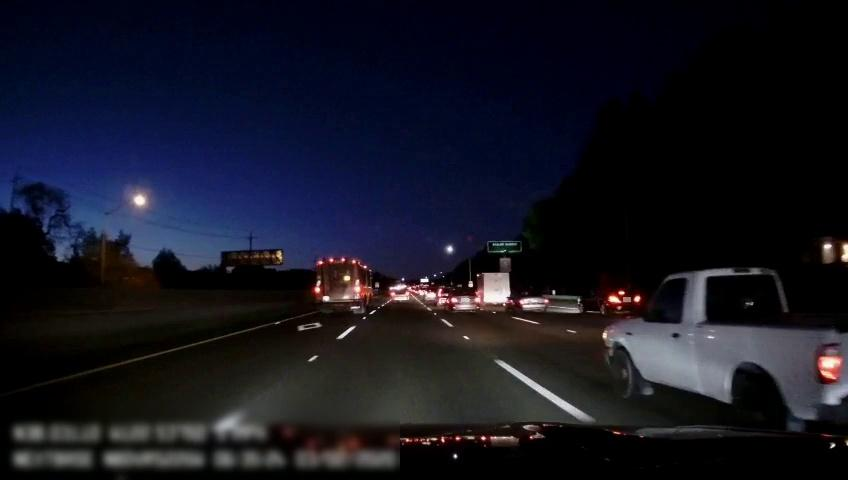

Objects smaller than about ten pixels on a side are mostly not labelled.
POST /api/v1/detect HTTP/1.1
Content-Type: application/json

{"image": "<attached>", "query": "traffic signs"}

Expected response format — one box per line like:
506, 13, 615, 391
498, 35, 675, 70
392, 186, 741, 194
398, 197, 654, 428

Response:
499, 258, 512, 273
486, 240, 523, 254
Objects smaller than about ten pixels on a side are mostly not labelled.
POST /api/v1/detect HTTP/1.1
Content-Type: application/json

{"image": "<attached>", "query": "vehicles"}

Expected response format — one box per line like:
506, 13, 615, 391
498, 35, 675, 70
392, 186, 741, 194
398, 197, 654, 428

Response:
603, 267, 848, 434
473, 272, 511, 311
435, 287, 457, 307
390, 285, 409, 302
311, 256, 375, 317
577, 286, 643, 317
423, 291, 436, 302
517, 292, 549, 314
446, 295, 476, 315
